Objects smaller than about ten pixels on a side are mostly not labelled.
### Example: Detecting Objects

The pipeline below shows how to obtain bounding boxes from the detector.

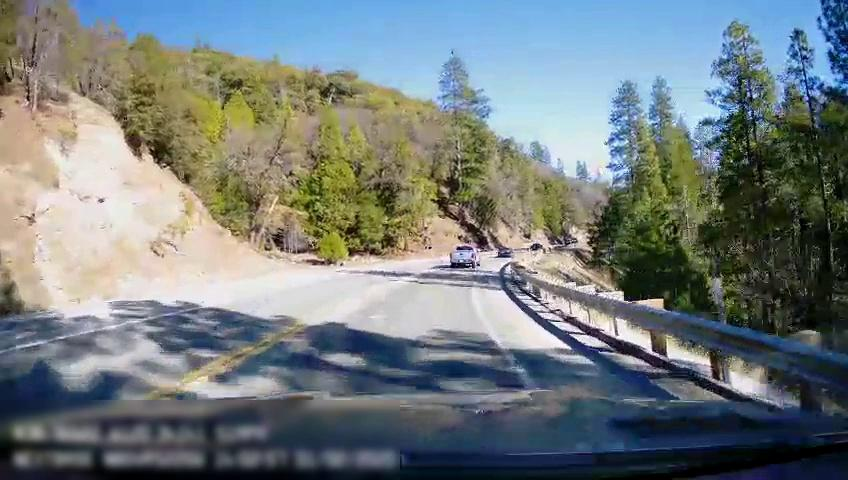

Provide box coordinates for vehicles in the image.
[530,243,543,251]
[497,246,513,258]
[450,244,481,269]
